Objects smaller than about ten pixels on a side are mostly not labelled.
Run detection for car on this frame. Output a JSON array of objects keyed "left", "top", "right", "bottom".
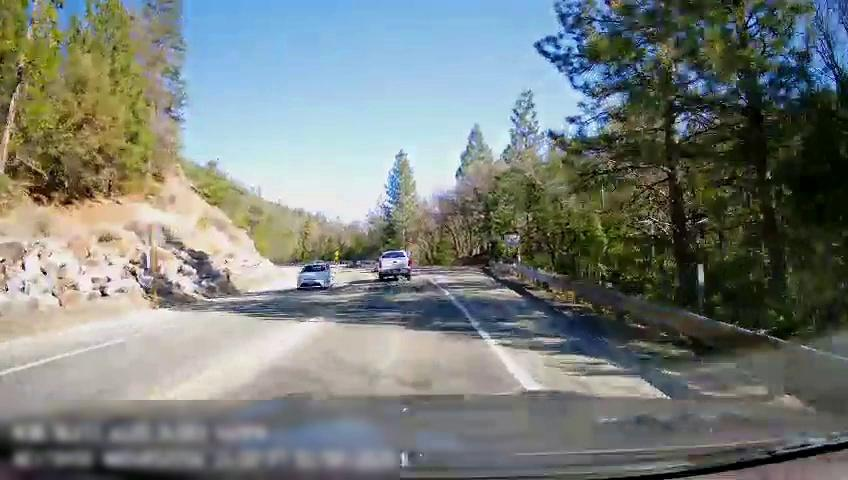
[{"left": 296, "top": 262, "right": 337, "bottom": 291}]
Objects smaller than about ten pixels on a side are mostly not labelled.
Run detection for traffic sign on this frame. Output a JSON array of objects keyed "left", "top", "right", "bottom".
[{"left": 504, "top": 233, "right": 521, "bottom": 247}]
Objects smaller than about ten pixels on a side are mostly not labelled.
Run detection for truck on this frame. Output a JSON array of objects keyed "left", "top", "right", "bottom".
[{"left": 377, "top": 250, "right": 413, "bottom": 282}]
